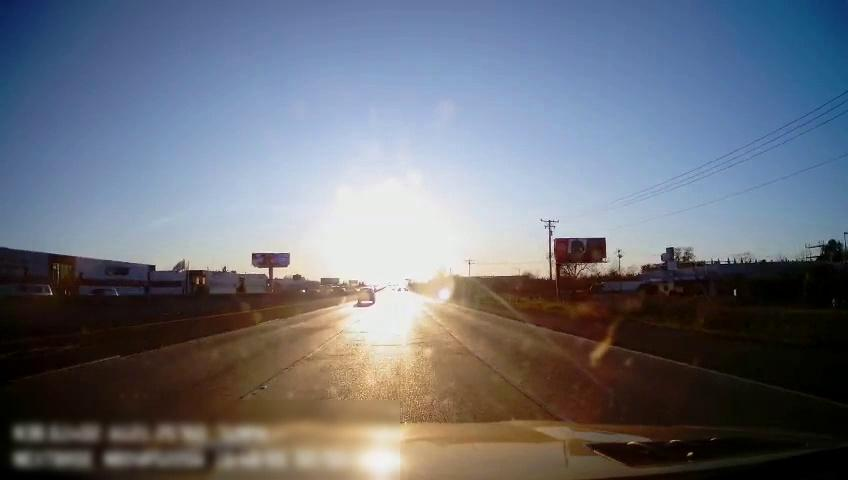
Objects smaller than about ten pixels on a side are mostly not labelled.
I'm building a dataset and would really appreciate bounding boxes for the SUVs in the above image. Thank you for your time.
[85,288,119,300]
[14,284,54,300]
[357,288,375,304]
